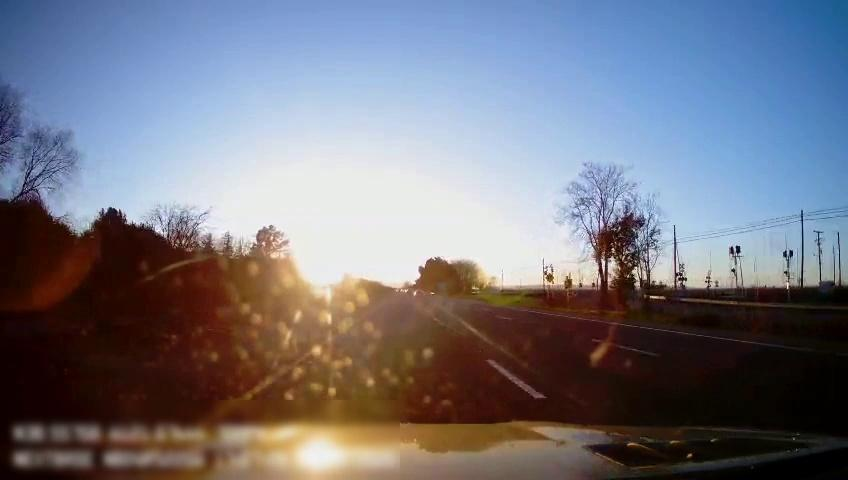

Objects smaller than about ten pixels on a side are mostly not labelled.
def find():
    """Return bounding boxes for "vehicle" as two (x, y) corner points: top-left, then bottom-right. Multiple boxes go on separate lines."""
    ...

(413, 289), (424, 298)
